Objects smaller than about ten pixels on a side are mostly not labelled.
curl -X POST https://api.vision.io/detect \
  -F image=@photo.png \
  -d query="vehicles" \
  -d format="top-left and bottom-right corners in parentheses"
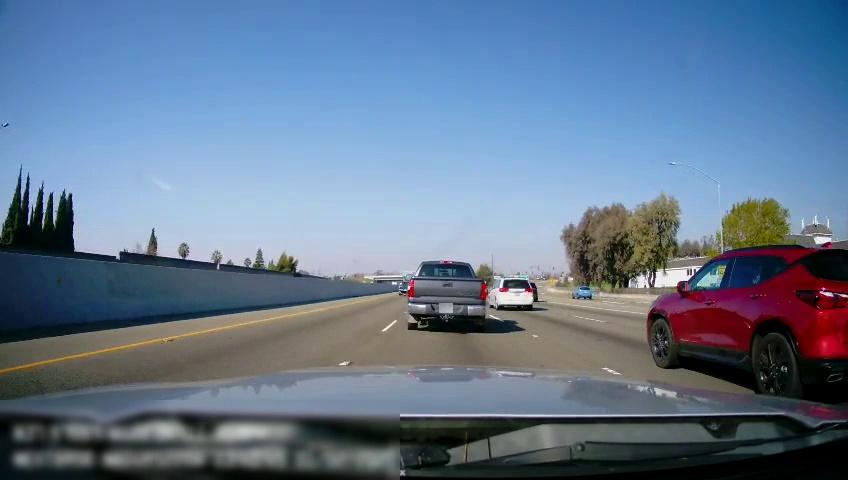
top-left (398, 281), bottom-right (408, 295)
top-left (572, 286), bottom-right (593, 300)
top-left (406, 259), bottom-right (489, 335)
top-left (529, 282), bottom-right (539, 302)
top-left (644, 247), bottom-right (848, 401)
top-left (488, 278), bottom-right (533, 312)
